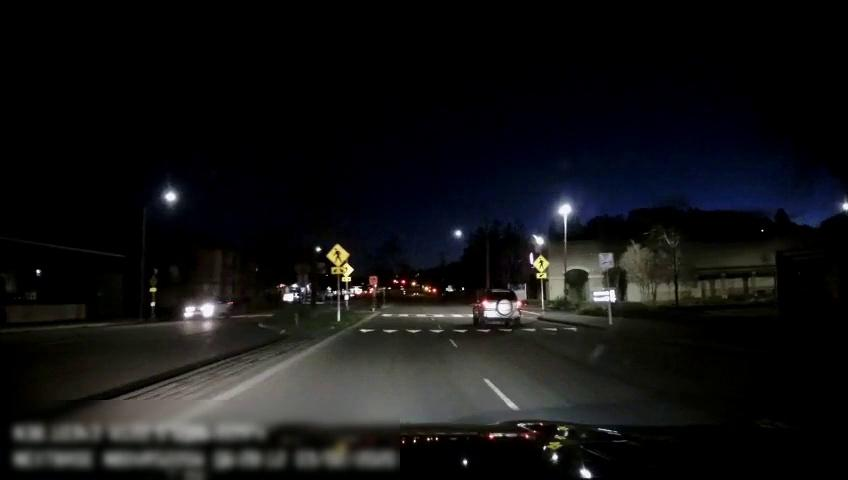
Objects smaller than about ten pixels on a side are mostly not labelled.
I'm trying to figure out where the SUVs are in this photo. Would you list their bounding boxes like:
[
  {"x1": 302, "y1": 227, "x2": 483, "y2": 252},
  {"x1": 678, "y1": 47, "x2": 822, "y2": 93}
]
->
[
  {"x1": 472, "y1": 289, "x2": 522, "y2": 328},
  {"x1": 185, "y1": 295, "x2": 233, "y2": 320}
]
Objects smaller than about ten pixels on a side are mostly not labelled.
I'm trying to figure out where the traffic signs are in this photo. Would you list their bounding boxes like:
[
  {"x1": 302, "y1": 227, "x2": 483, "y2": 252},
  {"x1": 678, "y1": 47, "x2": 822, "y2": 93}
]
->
[
  {"x1": 533, "y1": 255, "x2": 550, "y2": 272},
  {"x1": 341, "y1": 277, "x2": 352, "y2": 282},
  {"x1": 598, "y1": 252, "x2": 615, "y2": 268},
  {"x1": 340, "y1": 263, "x2": 355, "y2": 276},
  {"x1": 327, "y1": 244, "x2": 350, "y2": 267},
  {"x1": 536, "y1": 272, "x2": 547, "y2": 279},
  {"x1": 331, "y1": 266, "x2": 348, "y2": 276}
]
